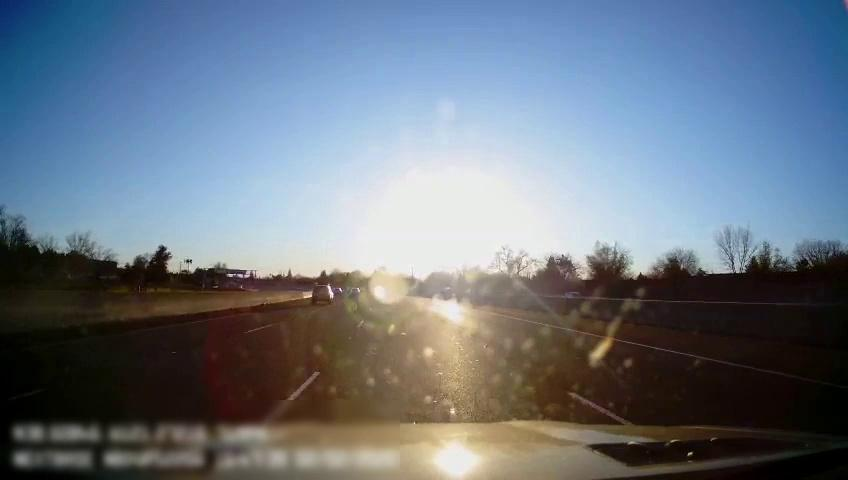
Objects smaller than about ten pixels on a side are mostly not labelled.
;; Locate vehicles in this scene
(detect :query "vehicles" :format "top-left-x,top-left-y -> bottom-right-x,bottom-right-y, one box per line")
349,288 -> 360,298
564,291 -> 581,298
312,285 -> 335,305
